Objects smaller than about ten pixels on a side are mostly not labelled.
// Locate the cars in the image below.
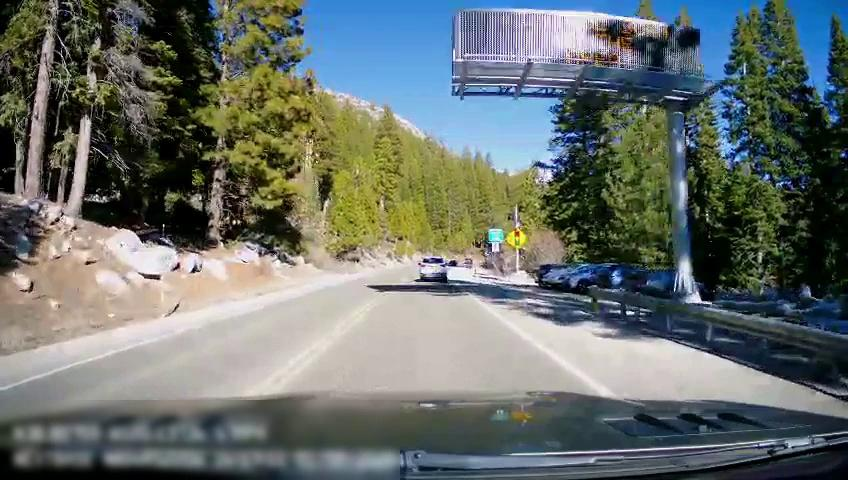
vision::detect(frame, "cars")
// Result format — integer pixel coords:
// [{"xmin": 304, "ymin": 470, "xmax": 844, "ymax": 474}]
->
[
  {"xmin": 617, "ymin": 268, "xmax": 705, "ymax": 302},
  {"xmin": 534, "ymin": 263, "xmax": 569, "ymax": 287}
]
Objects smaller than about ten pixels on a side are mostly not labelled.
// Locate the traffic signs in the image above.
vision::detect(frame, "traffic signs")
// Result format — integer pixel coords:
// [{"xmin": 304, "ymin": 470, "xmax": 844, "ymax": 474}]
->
[
  {"xmin": 506, "ymin": 226, "xmax": 527, "ymax": 248},
  {"xmin": 491, "ymin": 241, "xmax": 500, "ymax": 253},
  {"xmin": 456, "ymin": 7, "xmax": 695, "ymax": 75},
  {"xmin": 488, "ymin": 228, "xmax": 505, "ymax": 242}
]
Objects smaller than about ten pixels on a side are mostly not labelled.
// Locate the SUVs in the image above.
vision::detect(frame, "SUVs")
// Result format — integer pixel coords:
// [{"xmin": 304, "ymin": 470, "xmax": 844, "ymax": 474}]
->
[
  {"xmin": 558, "ymin": 262, "xmax": 619, "ymax": 295},
  {"xmin": 592, "ymin": 263, "xmax": 648, "ymax": 293},
  {"xmin": 540, "ymin": 262, "xmax": 591, "ymax": 288},
  {"xmin": 417, "ymin": 255, "xmax": 449, "ymax": 283}
]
